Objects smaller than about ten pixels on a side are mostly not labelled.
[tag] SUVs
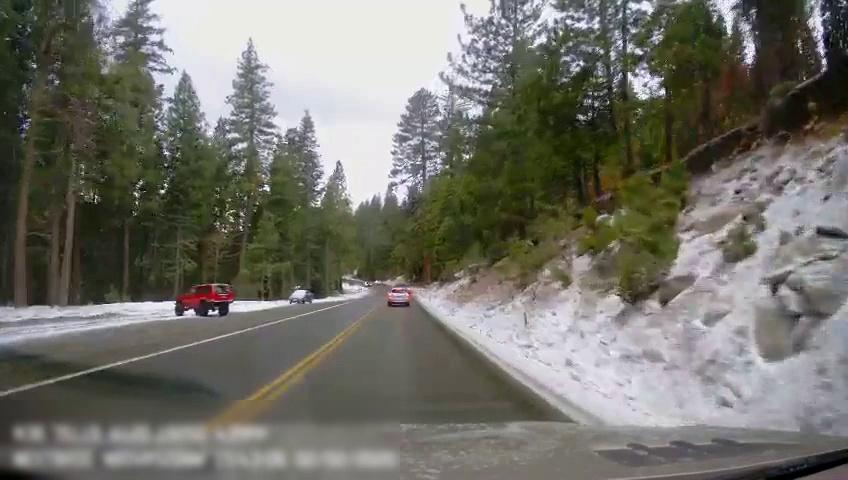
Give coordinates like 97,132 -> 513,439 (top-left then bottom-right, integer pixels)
174,283 -> 233,317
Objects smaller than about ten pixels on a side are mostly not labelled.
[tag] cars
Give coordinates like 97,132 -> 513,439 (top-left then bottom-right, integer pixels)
289,289 -> 312,304
388,287 -> 410,308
